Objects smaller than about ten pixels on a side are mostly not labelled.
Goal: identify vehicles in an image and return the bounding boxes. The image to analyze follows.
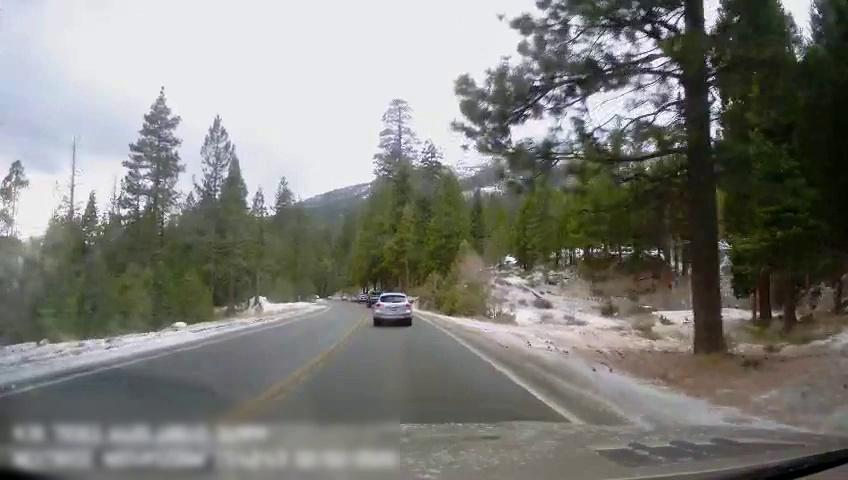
[366,292,384,307]
[374,293,413,327]
[358,293,368,304]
